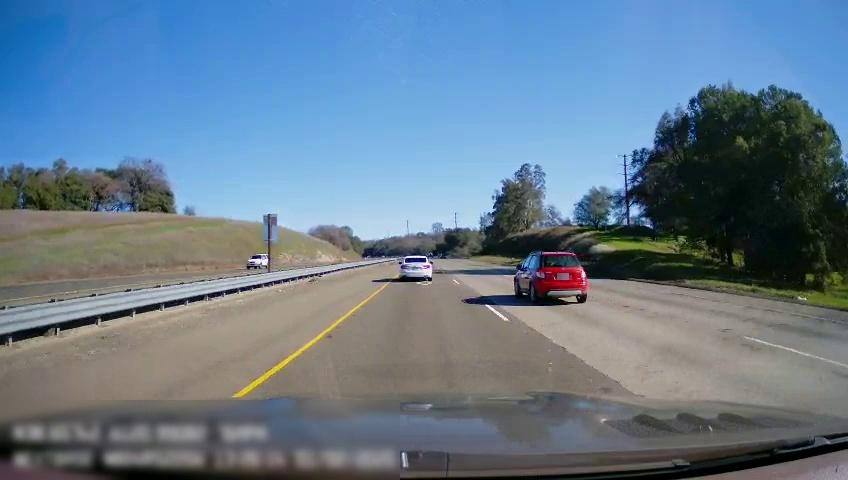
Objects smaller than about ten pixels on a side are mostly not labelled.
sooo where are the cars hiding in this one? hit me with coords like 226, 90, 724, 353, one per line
513, 251, 590, 304
398, 256, 434, 281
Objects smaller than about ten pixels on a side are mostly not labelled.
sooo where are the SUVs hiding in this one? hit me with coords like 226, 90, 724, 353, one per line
247, 254, 271, 270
